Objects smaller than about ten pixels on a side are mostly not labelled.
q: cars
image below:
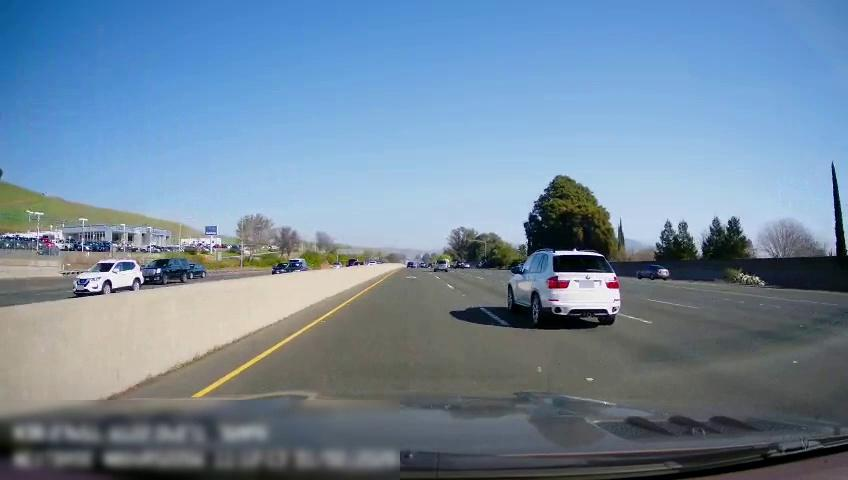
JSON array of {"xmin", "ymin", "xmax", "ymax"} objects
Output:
[
  {"xmin": 636, "ymin": 264, "xmax": 670, "ymax": 281},
  {"xmin": 187, "ymin": 263, "xmax": 207, "ymax": 279},
  {"xmin": 271, "ymin": 263, "xmax": 294, "ymax": 275}
]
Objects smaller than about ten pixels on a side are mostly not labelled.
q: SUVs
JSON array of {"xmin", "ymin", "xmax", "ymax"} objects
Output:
[
  {"xmin": 433, "ymin": 259, "xmax": 449, "ymax": 272},
  {"xmin": 454, "ymin": 260, "xmax": 466, "ymax": 270},
  {"xmin": 143, "ymin": 259, "xmax": 190, "ymax": 286},
  {"xmin": 506, "ymin": 249, "xmax": 621, "ymax": 327},
  {"xmin": 287, "ymin": 259, "xmax": 307, "ymax": 272},
  {"xmin": 72, "ymin": 259, "xmax": 145, "ymax": 297}
]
